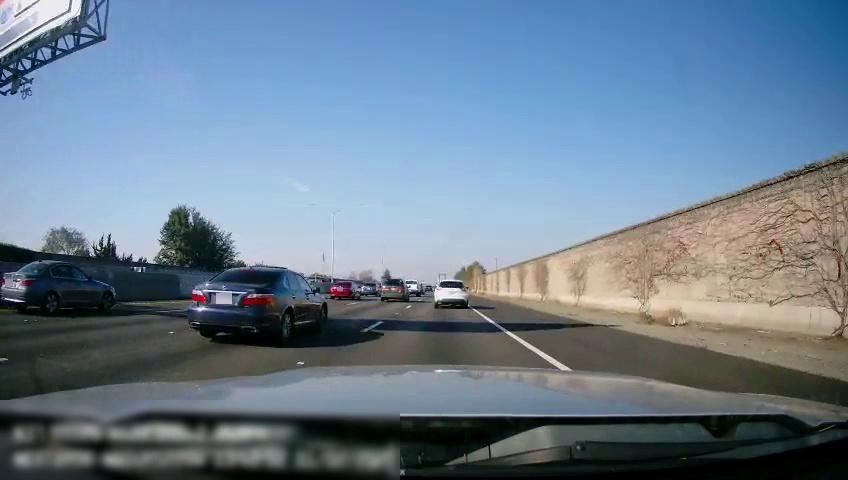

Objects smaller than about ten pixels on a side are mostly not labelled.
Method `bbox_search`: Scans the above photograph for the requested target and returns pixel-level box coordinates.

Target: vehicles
[380,278,411,303]
[404,280,421,297]
[359,282,382,297]
[329,281,362,300]
[190,265,329,345]
[0,261,117,317]
[434,280,470,309]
